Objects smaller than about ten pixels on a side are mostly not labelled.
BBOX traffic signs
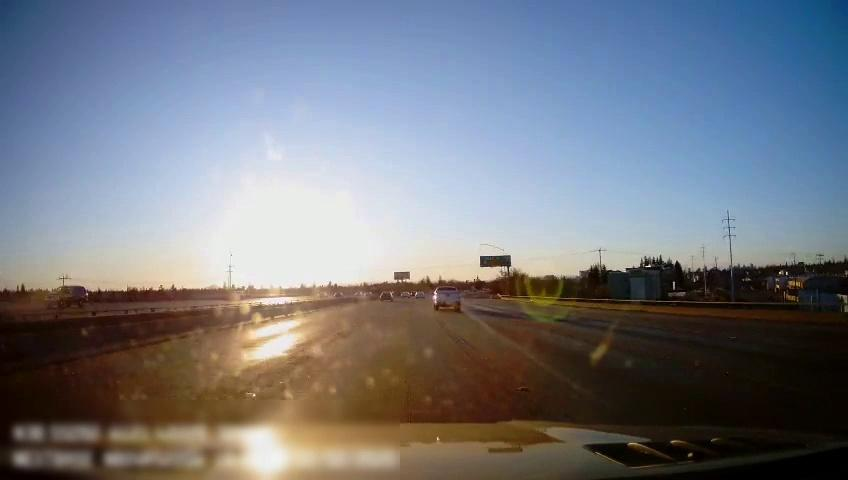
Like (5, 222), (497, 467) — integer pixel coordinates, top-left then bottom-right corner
(479, 255), (512, 268)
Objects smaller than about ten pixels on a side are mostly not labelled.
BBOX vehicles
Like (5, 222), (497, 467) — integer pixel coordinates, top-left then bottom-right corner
(400, 290), (412, 298)
(44, 285), (89, 310)
(414, 291), (426, 300)
(433, 286), (462, 312)
(379, 290), (395, 303)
